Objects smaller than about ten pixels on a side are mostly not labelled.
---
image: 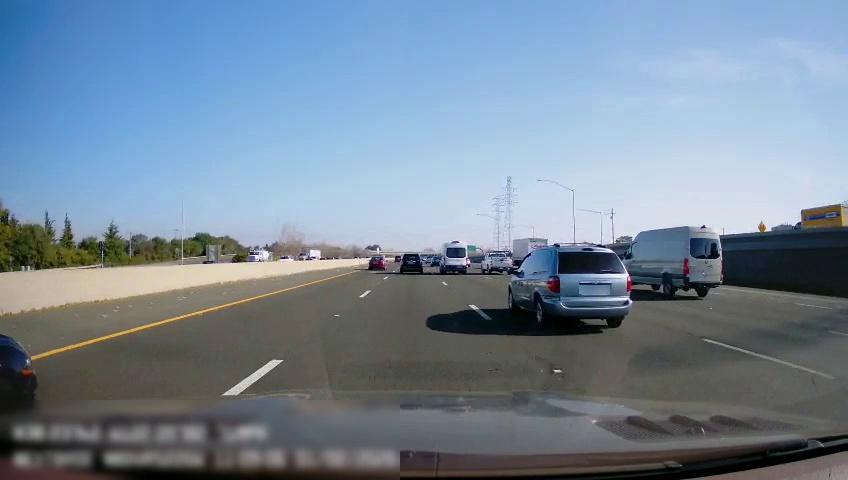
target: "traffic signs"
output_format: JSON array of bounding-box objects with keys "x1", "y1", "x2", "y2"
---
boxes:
[{"x1": 206, "y1": 243, "x2": 221, "y2": 262}]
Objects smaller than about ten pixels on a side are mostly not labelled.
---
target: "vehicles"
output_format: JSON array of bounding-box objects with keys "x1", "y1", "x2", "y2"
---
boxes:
[
  {"x1": 439, "y1": 240, "x2": 468, "y2": 276},
  {"x1": 298, "y1": 248, "x2": 321, "y2": 261},
  {"x1": 247, "y1": 248, "x2": 272, "y2": 262},
  {"x1": 368, "y1": 256, "x2": 389, "y2": 271},
  {"x1": 279, "y1": 255, "x2": 294, "y2": 262},
  {"x1": 792, "y1": 202, "x2": 848, "y2": 232},
  {"x1": 399, "y1": 253, "x2": 423, "y2": 274},
  {"x1": 429, "y1": 255, "x2": 441, "y2": 268},
  {"x1": 0, "y1": 332, "x2": 38, "y2": 421},
  {"x1": 507, "y1": 242, "x2": 634, "y2": 330},
  {"x1": 305, "y1": 256, "x2": 318, "y2": 261},
  {"x1": 511, "y1": 236, "x2": 548, "y2": 270},
  {"x1": 620, "y1": 224, "x2": 724, "y2": 300},
  {"x1": 481, "y1": 250, "x2": 514, "y2": 275}
]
